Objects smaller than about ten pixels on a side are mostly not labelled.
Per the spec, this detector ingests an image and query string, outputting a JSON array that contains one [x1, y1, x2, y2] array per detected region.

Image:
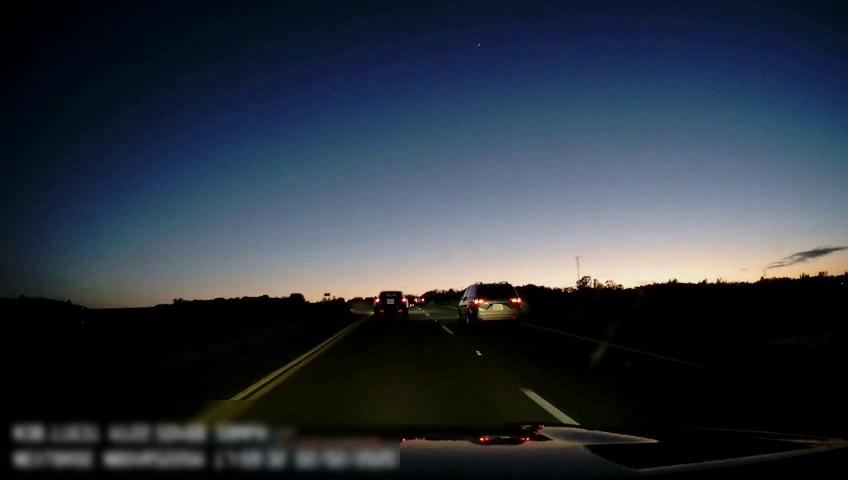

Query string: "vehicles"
[[457, 283, 524, 329], [374, 292, 409, 319], [415, 295, 426, 305]]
